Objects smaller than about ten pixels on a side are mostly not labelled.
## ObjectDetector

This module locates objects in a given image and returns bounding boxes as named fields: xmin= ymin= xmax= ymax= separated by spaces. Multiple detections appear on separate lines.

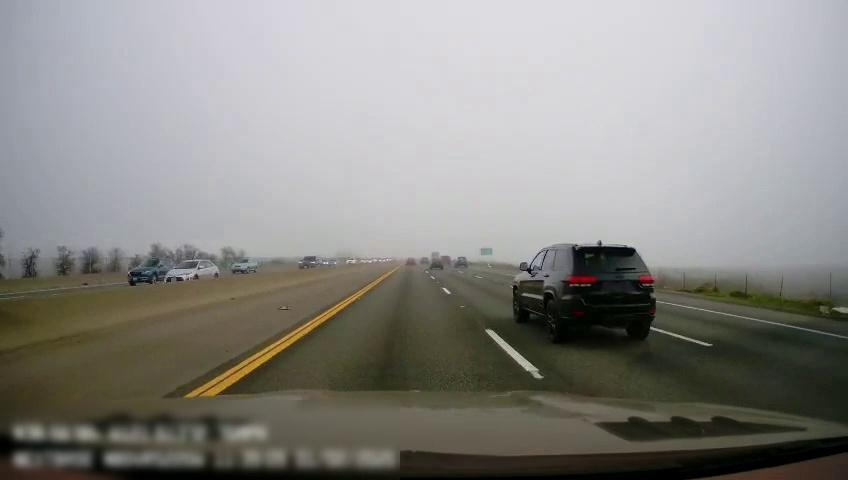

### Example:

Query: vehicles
xmin=163 ymin=258 xmax=221 ymax=284
xmin=429 ymin=258 xmax=444 ymax=270
xmin=297 ymin=255 xmax=321 ymax=270
xmin=430 ymin=251 xmax=441 ymax=260
xmin=406 ymin=257 xmax=416 ymax=265
xmin=440 ymin=256 xmax=451 ymax=266
xmin=126 ymin=257 xmax=176 ymax=287
xmin=231 ymin=257 xmax=259 ymax=275
xmin=454 ymin=256 xmax=469 ymax=268
xmin=345 ymin=258 xmax=359 ymax=265
xmin=511 ymin=239 xmax=658 ymax=342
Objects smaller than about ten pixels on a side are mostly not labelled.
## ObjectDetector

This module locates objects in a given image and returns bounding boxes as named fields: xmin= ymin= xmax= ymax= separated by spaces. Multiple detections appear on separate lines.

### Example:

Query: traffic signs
xmin=479 ymin=246 xmax=494 ymax=257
